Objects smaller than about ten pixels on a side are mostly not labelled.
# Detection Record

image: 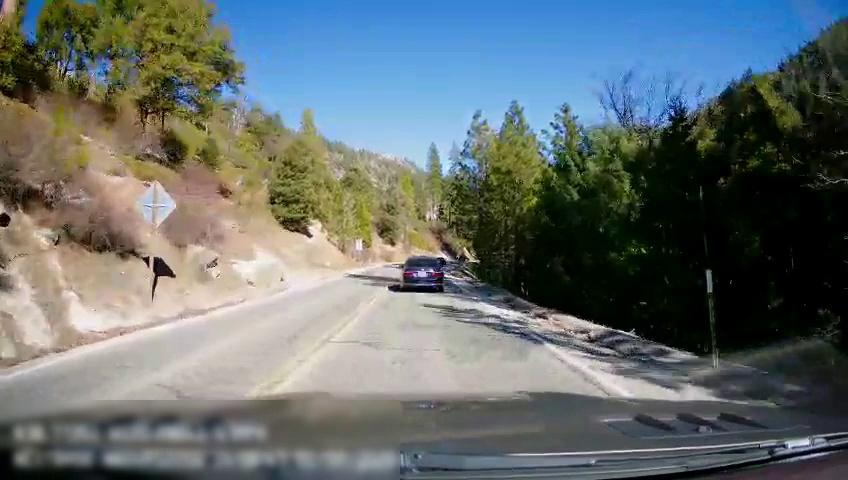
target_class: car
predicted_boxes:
[400,256,446,292]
